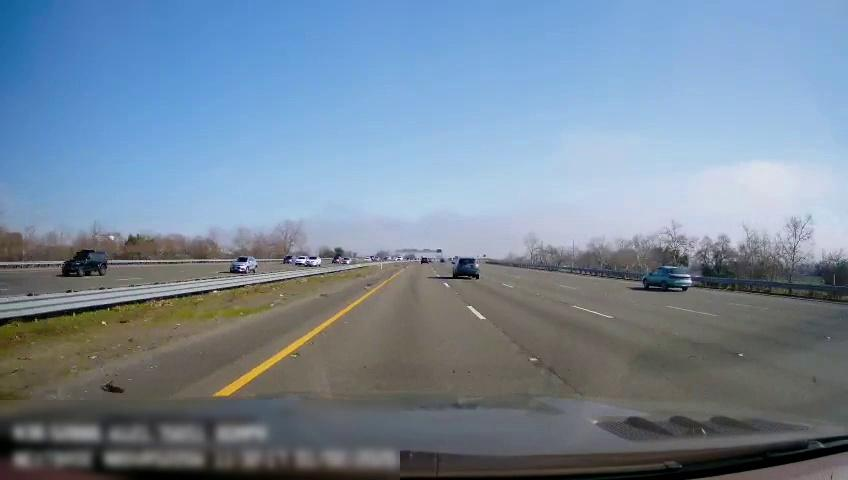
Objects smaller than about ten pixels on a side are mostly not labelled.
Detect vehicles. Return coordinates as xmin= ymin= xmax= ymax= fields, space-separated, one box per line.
xmin=295 ymin=255 xmax=309 ymax=266
xmin=230 ymin=256 xmax=258 ymax=274
xmin=452 ymin=258 xmax=480 ymax=280
xmin=641 ymin=264 xmax=693 ymax=291
xmin=62 ymin=249 xmax=108 ymax=277
xmin=304 ymin=256 xmax=322 ymax=268
xmin=282 ymin=255 xmax=297 ymax=265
